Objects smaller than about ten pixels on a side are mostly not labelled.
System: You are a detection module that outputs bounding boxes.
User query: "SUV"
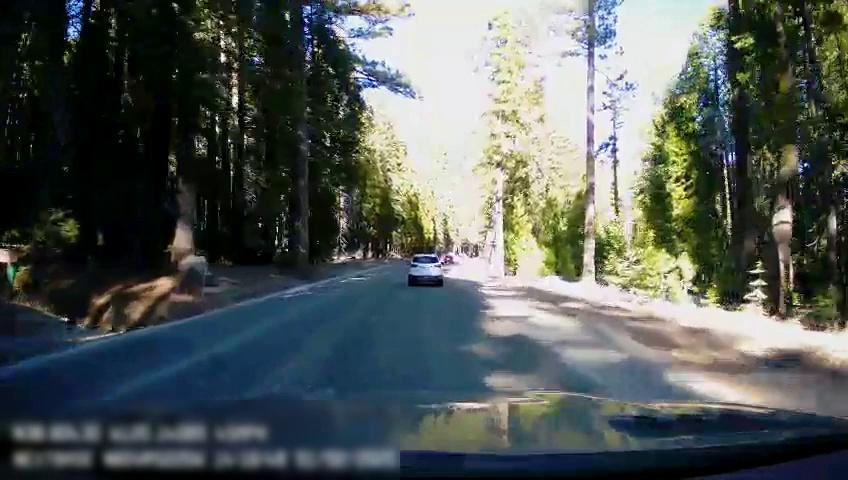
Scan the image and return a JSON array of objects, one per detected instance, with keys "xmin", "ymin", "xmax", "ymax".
[{"xmin": 407, "ymin": 253, "xmax": 444, "ymax": 288}]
